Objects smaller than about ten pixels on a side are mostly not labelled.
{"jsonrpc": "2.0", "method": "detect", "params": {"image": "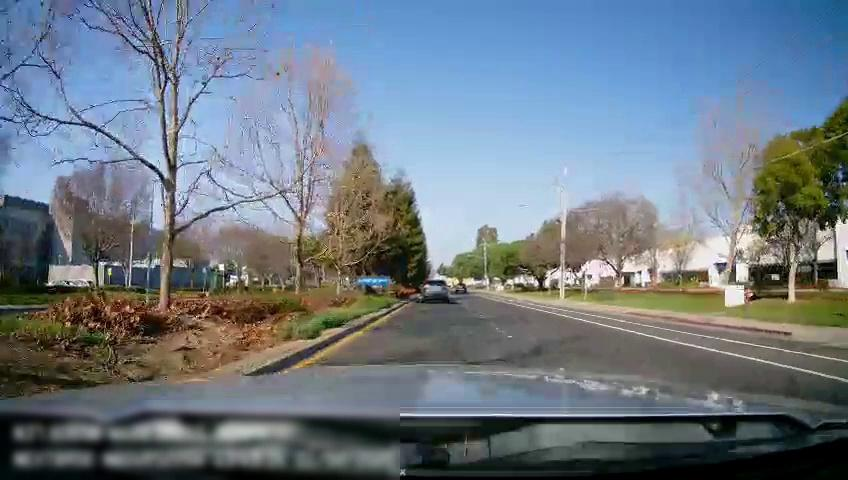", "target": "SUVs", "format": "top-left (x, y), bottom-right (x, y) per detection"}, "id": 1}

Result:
top-left (422, 279), bottom-right (451, 303)
top-left (455, 282), bottom-right (467, 293)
